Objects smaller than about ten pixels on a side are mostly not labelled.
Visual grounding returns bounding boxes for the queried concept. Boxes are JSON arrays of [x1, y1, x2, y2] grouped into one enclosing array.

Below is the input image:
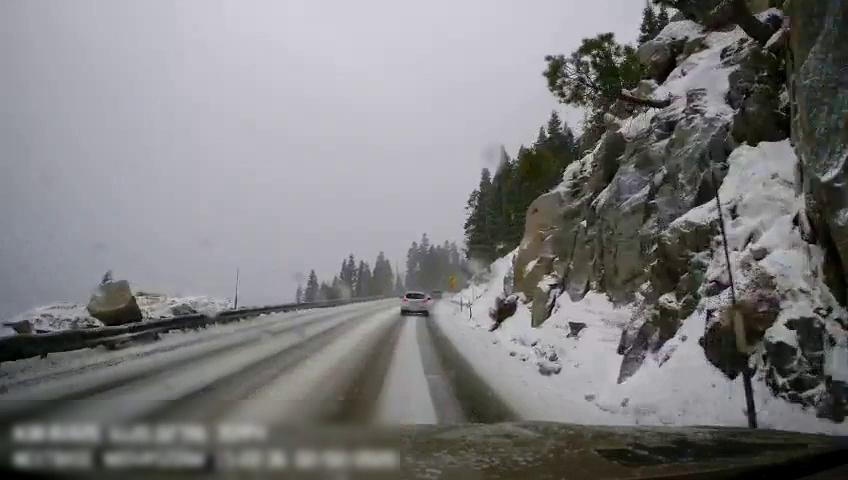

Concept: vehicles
[[400, 290, 431, 316], [430, 289, 444, 299]]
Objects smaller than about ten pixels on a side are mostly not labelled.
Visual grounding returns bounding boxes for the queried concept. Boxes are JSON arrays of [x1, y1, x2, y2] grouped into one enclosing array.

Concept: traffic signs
[[449, 275, 457, 287]]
